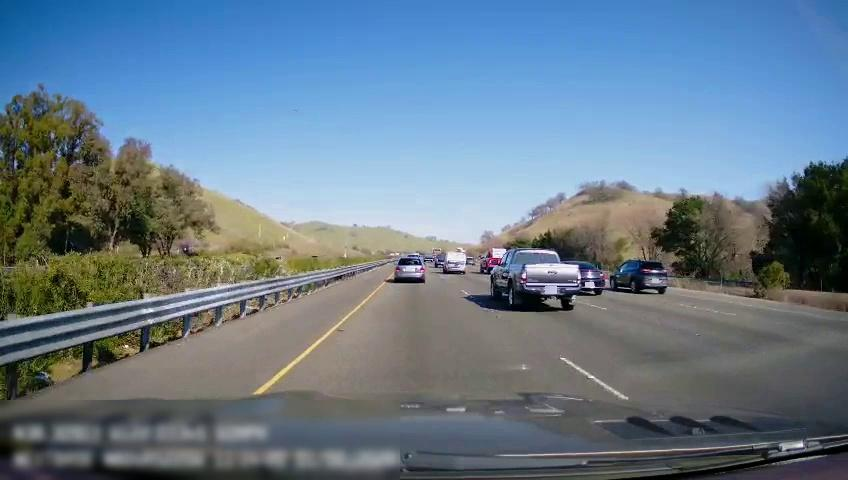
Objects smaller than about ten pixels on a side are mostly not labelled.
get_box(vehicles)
[443,247,467,274]
[423,255,433,263]
[393,255,426,284]
[608,259,670,295]
[465,256,476,266]
[434,256,448,268]
[489,246,582,313]
[558,259,606,296]
[478,247,507,275]
[406,254,422,260]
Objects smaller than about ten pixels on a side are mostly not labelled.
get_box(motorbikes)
[182,246,200,258]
